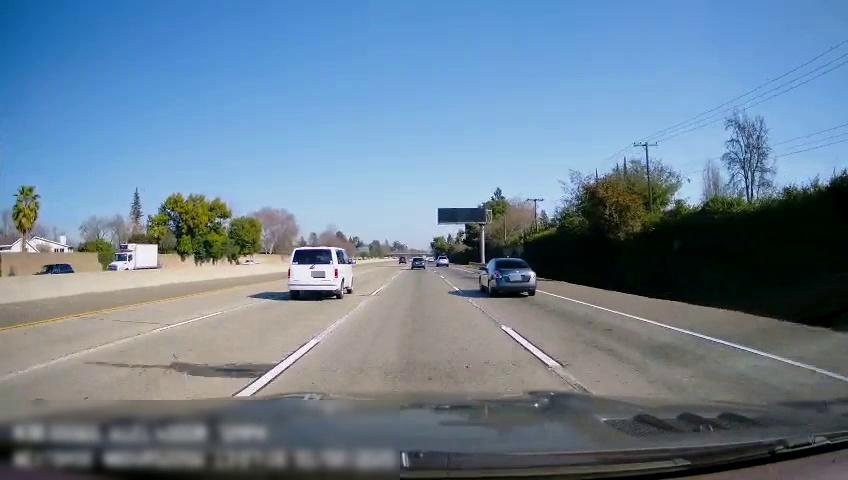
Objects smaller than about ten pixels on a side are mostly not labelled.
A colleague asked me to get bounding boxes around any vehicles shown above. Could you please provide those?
[286,246,354,299]
[31,263,75,275]
[478,257,537,298]
[106,243,158,271]
[435,255,449,267]
[410,257,426,270]
[242,259,261,265]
